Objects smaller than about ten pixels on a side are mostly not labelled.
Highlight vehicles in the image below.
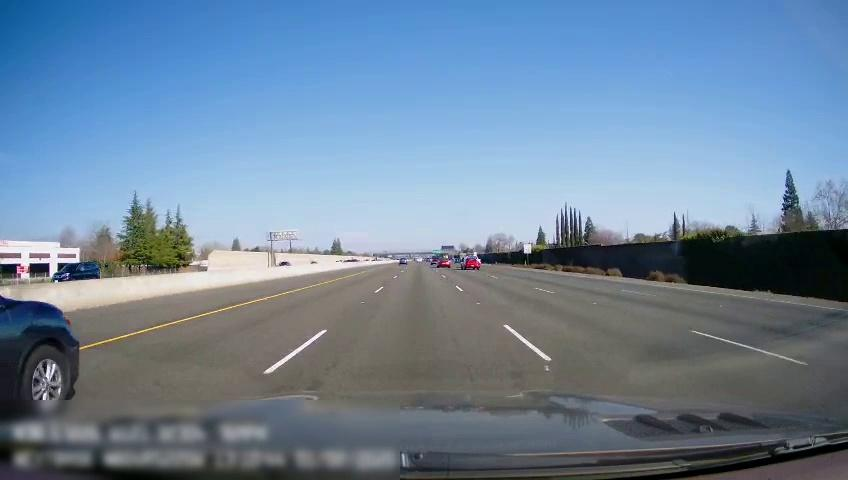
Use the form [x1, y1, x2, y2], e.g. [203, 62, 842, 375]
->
[50, 261, 99, 283]
[459, 255, 482, 271]
[398, 256, 409, 265]
[430, 256, 441, 266]
[436, 256, 452, 269]
[0, 293, 81, 420]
